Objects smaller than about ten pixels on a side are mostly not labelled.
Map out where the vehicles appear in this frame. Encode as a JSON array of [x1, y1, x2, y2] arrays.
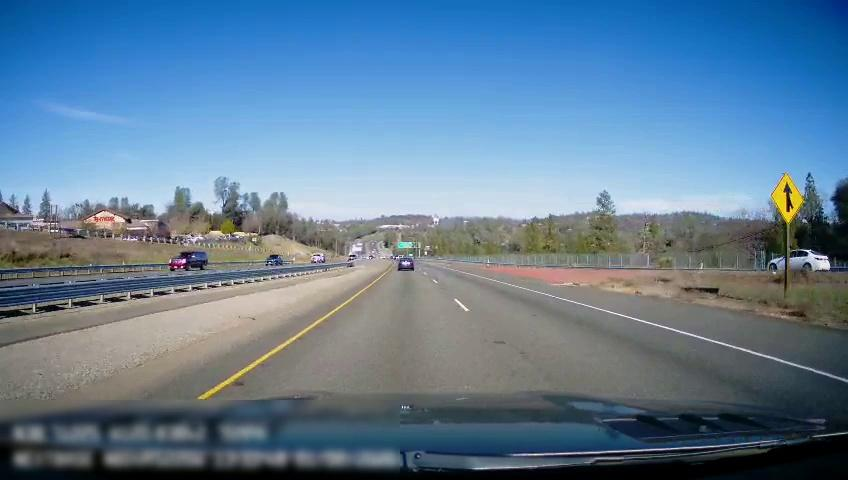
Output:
[[168, 251, 208, 271], [397, 256, 416, 272], [767, 249, 830, 273], [310, 252, 327, 265], [264, 255, 284, 266]]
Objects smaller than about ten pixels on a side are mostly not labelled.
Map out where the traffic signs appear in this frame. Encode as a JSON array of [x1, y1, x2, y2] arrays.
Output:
[[771, 172, 803, 223], [396, 241, 416, 249]]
